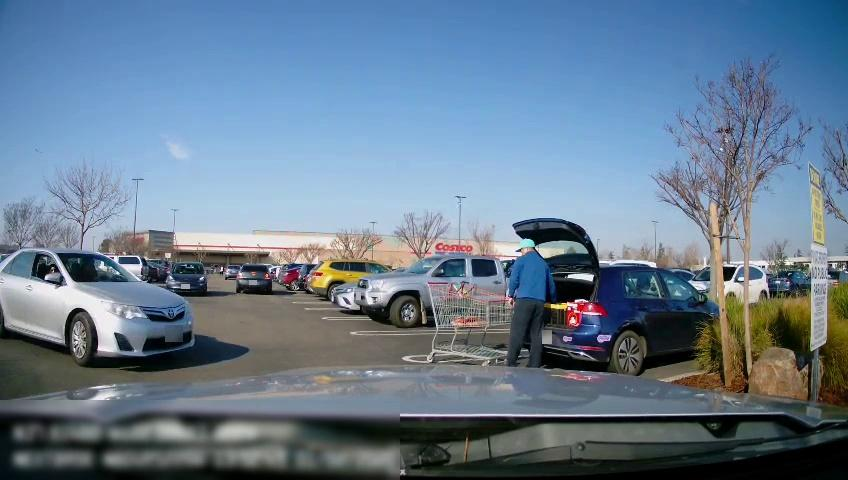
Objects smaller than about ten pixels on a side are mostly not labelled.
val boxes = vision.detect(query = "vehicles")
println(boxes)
[605,259,662,270]
[334,284,362,312]
[766,269,812,298]
[297,264,318,288]
[0,246,197,368]
[280,263,306,292]
[510,217,722,376]
[688,262,770,306]
[305,258,384,302]
[355,252,512,330]
[107,255,148,281]
[221,263,242,280]
[166,261,209,296]
[235,263,274,295]
[669,268,697,282]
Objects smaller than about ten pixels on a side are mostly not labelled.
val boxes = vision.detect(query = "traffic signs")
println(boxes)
[809,241,830,352]
[807,164,825,246]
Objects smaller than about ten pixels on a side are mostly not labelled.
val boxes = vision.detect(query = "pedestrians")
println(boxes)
[504,238,558,369]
